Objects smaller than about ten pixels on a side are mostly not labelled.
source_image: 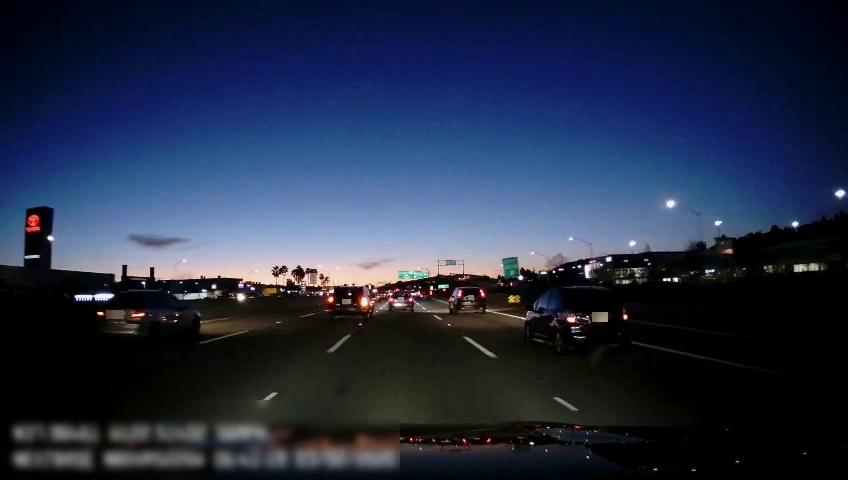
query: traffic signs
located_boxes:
[399,270,430,279]
[310,268,317,284]
[507,293,521,304]
[502,257,521,278]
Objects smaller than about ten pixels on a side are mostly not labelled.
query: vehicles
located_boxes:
[370,289,381,303]
[523,286,632,359]
[448,287,486,316]
[387,289,414,313]
[328,285,376,322]
[93,291,202,347]
[416,288,432,300]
